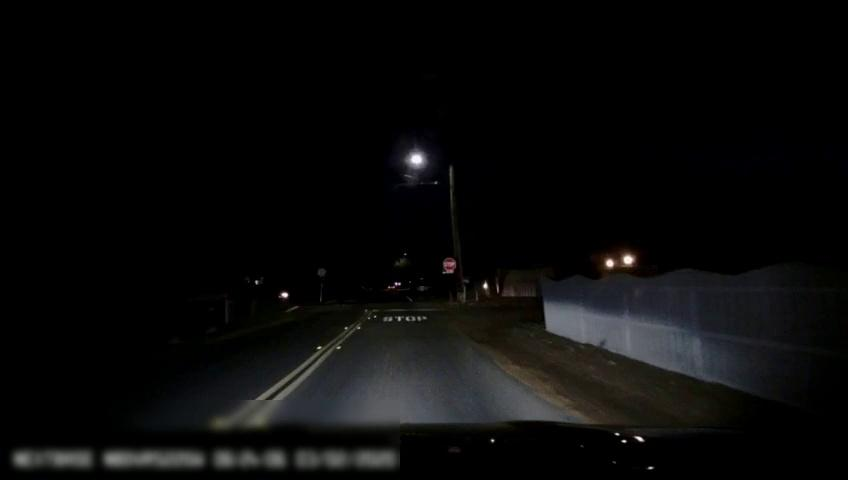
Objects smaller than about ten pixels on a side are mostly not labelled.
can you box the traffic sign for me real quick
[443,257,458,275]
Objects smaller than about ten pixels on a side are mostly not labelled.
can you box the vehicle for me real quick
[408,278,435,297]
